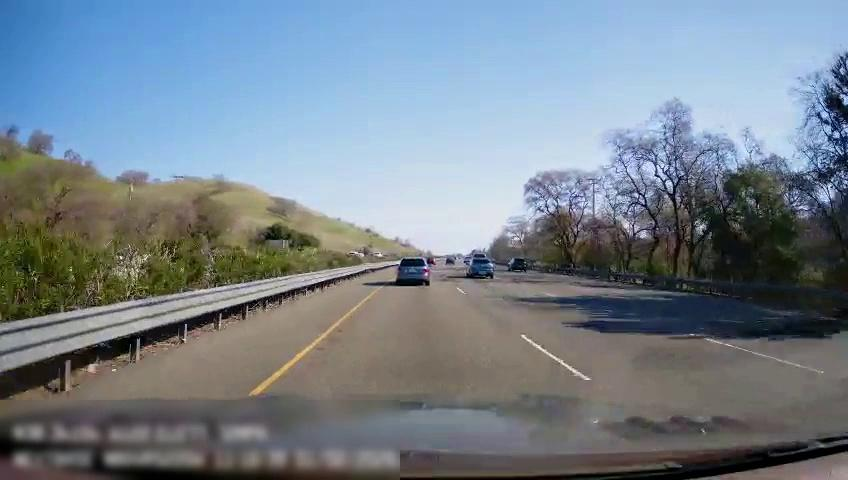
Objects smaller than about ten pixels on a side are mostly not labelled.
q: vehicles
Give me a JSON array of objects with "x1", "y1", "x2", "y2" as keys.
[
  {"x1": 396, "y1": 257, "x2": 432, "y2": 286},
  {"x1": 507, "y1": 256, "x2": 528, "y2": 273},
  {"x1": 474, "y1": 253, "x2": 486, "y2": 258},
  {"x1": 465, "y1": 257, "x2": 494, "y2": 279},
  {"x1": 446, "y1": 255, "x2": 455, "y2": 264}
]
